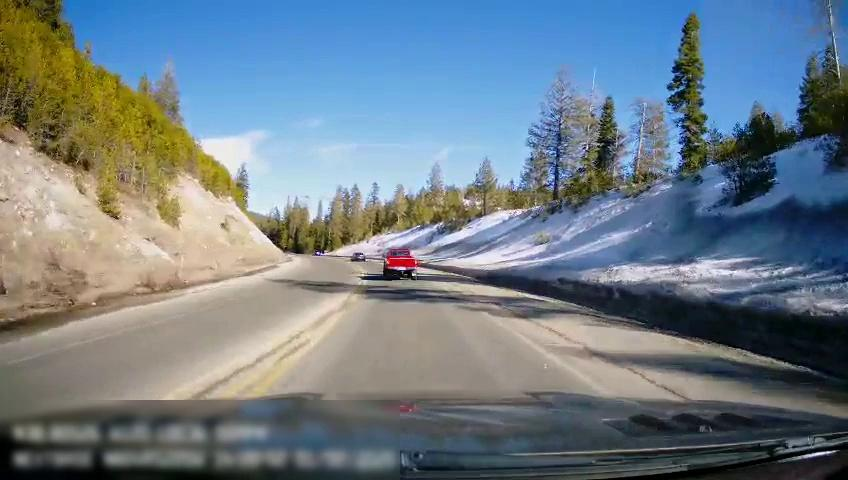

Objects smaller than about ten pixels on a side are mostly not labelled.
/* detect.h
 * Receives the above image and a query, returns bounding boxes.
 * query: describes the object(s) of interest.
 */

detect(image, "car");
[350,251,367,263]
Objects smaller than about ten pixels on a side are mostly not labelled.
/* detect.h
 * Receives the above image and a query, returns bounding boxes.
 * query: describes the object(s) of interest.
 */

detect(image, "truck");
[383,246,418,278]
